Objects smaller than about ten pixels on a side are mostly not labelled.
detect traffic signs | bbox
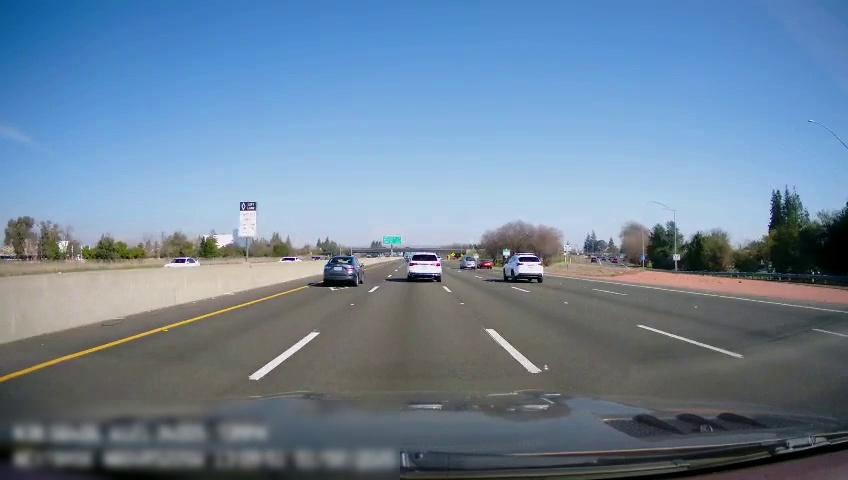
[382,236,401,247]
[240,201,257,238]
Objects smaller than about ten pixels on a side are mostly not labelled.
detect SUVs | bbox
[503,255,545,284]
[407,253,443,283]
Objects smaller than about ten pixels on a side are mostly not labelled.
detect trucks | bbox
[278,256,303,263]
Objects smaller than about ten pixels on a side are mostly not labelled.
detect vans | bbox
[459,256,476,270]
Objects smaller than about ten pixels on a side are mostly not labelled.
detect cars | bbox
[475,258,493,270]
[163,257,202,268]
[323,255,366,288]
